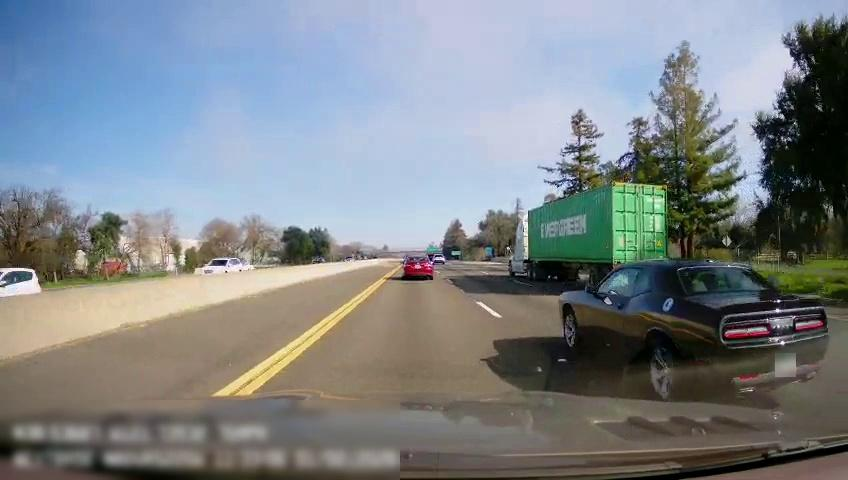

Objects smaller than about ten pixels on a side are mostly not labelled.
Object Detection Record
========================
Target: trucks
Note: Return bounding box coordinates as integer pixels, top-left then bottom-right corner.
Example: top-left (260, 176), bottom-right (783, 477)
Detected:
top-left (506, 181), bottom-right (668, 287)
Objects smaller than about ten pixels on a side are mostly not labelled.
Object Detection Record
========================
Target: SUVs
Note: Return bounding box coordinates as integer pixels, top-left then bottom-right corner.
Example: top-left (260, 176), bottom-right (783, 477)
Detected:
top-left (200, 257), bottom-right (245, 276)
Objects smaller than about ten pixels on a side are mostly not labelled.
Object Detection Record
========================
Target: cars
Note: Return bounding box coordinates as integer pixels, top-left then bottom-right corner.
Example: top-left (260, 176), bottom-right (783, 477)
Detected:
top-left (557, 259), bottom-right (830, 403)
top-left (403, 258), bottom-right (433, 280)
top-left (0, 267), bottom-right (43, 297)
